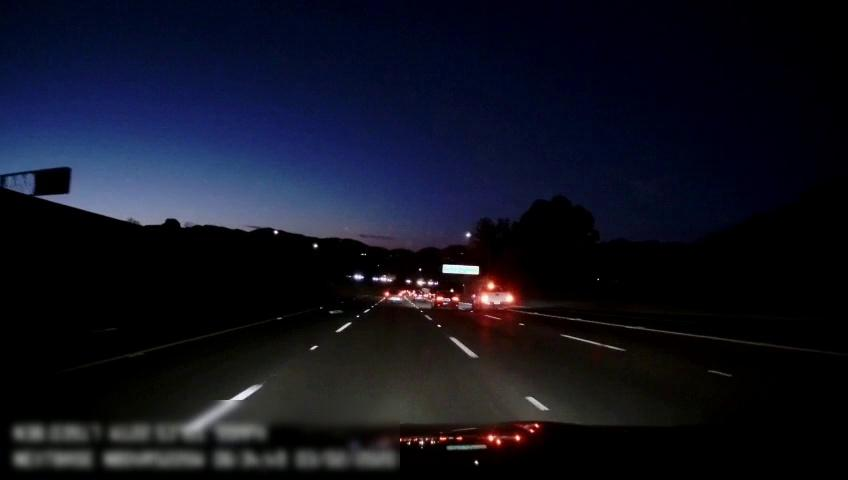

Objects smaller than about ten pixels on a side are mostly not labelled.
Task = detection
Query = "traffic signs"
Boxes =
[442,264,480,275]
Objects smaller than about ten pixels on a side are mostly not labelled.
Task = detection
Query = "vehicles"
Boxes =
[384,286,404,303]
[470,284,512,314]
[430,288,460,311]
[413,290,428,302]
